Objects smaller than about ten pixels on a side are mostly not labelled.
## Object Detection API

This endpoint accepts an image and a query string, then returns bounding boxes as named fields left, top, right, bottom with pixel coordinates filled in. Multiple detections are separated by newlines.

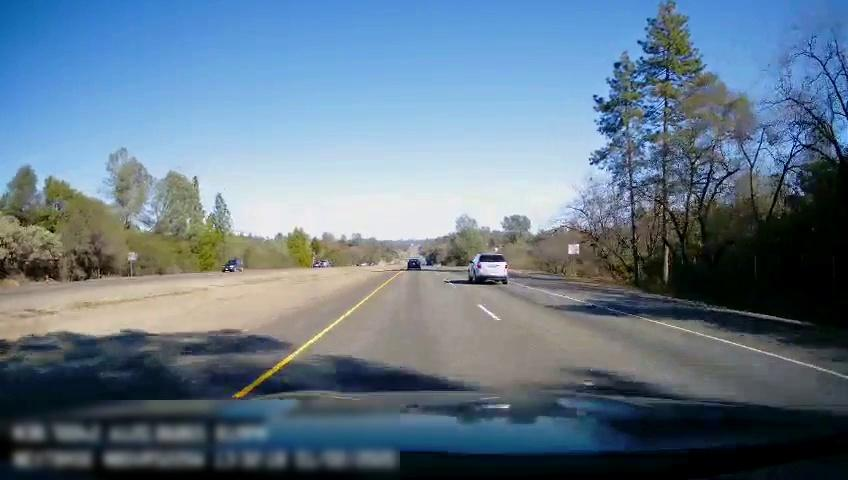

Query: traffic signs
left=568, top=244, right=580, bottom=255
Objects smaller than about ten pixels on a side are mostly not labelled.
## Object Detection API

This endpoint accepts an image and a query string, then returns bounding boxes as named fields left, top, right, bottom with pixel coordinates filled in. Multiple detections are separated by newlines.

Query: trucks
left=311, top=259, right=330, bottom=269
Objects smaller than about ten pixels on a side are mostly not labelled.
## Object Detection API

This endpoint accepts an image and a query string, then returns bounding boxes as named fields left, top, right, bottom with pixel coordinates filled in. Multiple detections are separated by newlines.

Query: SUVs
left=468, top=253, right=510, bottom=285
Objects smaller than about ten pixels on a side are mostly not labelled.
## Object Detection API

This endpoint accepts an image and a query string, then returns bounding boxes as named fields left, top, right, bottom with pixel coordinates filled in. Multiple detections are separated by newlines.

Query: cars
left=408, top=259, right=421, bottom=270
left=220, top=259, right=245, bottom=273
